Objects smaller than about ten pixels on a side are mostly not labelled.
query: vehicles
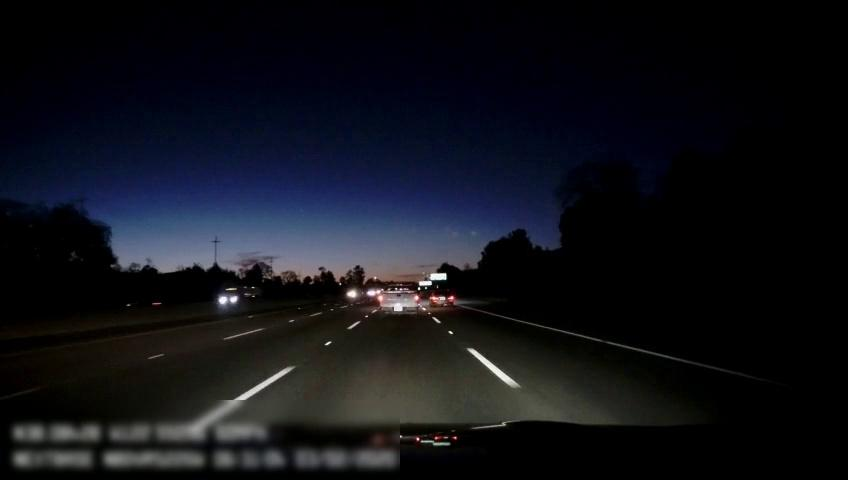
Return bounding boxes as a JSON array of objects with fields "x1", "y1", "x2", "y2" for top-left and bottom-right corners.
[
  {"x1": 376, "y1": 284, "x2": 421, "y2": 320},
  {"x1": 216, "y1": 287, "x2": 244, "y2": 309},
  {"x1": 429, "y1": 288, "x2": 455, "y2": 308}
]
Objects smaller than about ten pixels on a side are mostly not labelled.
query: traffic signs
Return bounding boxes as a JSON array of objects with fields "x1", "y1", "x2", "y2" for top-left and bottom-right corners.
[
  {"x1": 419, "y1": 281, "x2": 432, "y2": 287},
  {"x1": 431, "y1": 273, "x2": 447, "y2": 281}
]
